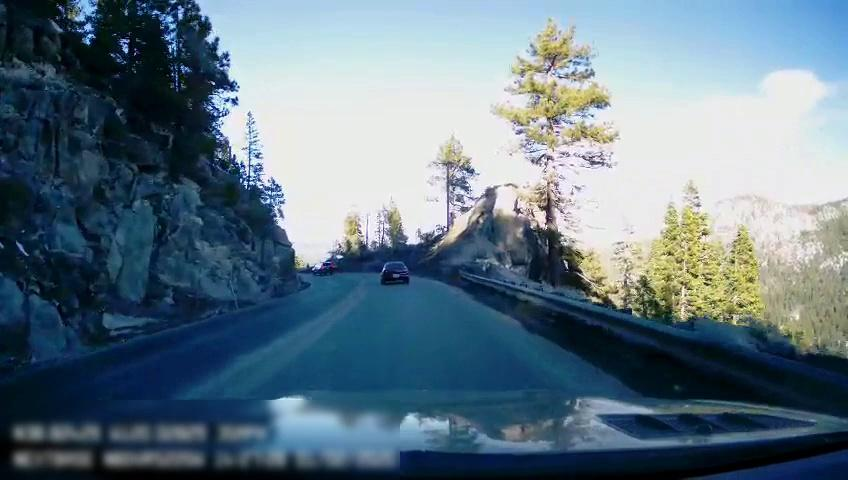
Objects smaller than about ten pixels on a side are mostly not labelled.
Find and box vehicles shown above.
[319,262,337,275]
[381,262,409,285]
